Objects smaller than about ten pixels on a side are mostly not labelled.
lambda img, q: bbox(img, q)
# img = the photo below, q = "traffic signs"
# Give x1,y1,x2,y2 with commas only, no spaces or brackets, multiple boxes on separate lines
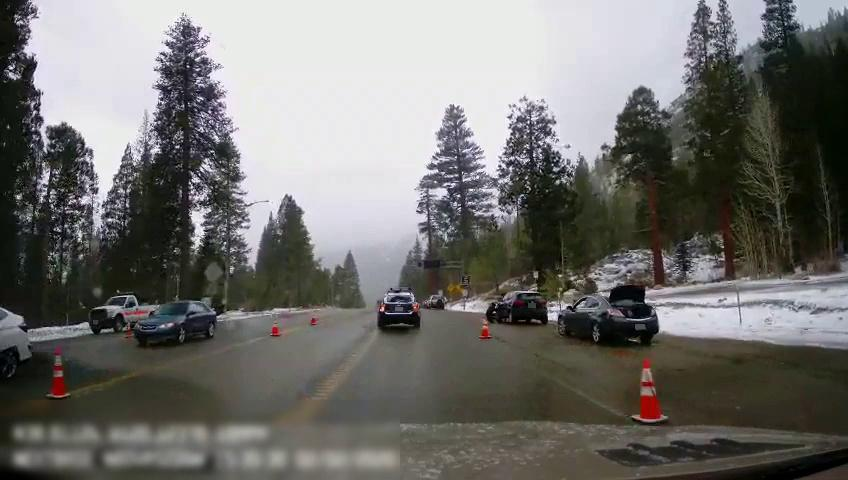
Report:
459,284,471,290
460,274,471,285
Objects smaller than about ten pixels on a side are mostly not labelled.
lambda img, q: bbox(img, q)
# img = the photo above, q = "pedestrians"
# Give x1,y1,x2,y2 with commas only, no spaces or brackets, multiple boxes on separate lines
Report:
485,301,499,324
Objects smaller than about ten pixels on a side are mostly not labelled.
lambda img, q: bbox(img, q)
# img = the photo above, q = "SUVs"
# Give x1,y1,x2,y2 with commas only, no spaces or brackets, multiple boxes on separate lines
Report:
376,286,421,329
425,295,445,310
496,290,549,325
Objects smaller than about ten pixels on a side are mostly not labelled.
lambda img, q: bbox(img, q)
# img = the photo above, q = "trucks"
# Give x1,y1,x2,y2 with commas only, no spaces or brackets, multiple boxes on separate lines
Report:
87,294,160,336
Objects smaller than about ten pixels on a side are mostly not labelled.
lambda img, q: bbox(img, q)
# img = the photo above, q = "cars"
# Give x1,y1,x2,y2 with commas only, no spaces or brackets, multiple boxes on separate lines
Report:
0,306,32,381
557,284,661,346
133,299,218,346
